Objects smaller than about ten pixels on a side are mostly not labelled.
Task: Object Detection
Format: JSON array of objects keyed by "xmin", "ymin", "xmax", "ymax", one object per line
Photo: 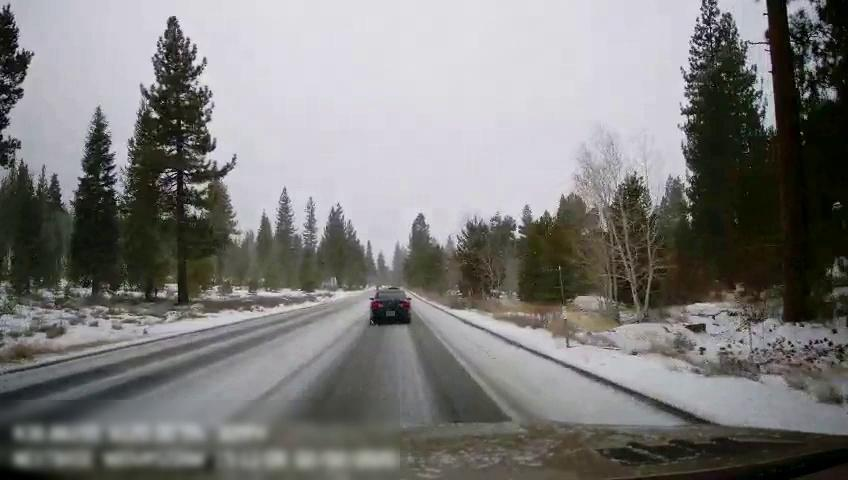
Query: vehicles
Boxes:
[
  {"xmin": 369, "ymin": 290, "xmax": 412, "ymax": 324},
  {"xmin": 386, "ymin": 286, "xmax": 400, "ymax": 291}
]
